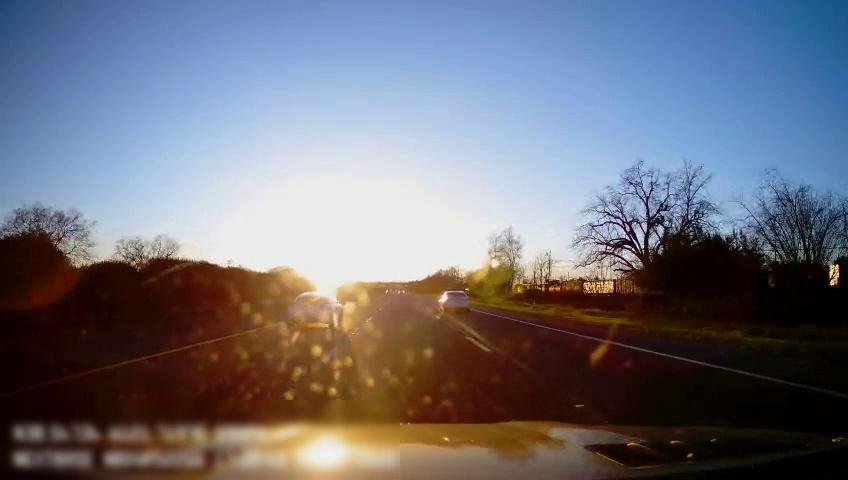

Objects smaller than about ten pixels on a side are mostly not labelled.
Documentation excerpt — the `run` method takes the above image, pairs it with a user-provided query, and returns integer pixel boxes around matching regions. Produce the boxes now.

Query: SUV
[286,293,344,332]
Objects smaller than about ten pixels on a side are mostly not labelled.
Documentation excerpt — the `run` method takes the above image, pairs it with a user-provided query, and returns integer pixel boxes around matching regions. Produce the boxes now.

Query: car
[441,290,469,311]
